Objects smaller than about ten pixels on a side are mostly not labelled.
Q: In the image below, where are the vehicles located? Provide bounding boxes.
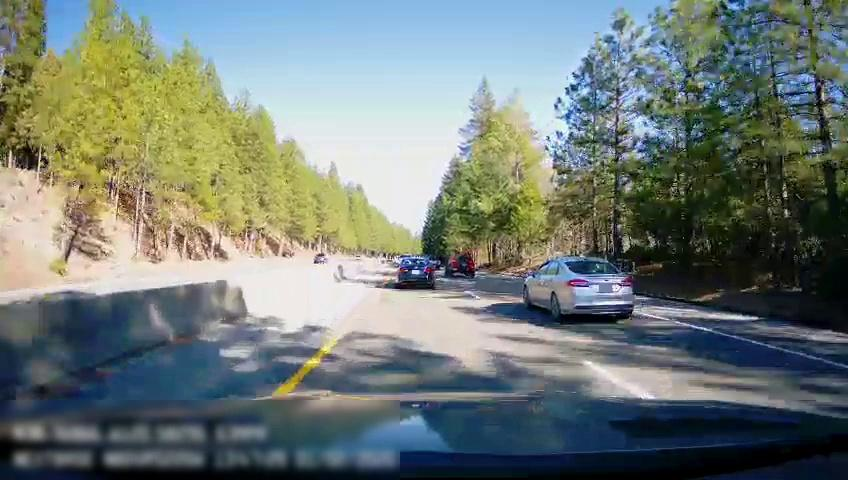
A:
[522,256,635,325]
[312,252,329,265]
[445,255,476,277]
[426,258,440,270]
[396,255,436,290]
